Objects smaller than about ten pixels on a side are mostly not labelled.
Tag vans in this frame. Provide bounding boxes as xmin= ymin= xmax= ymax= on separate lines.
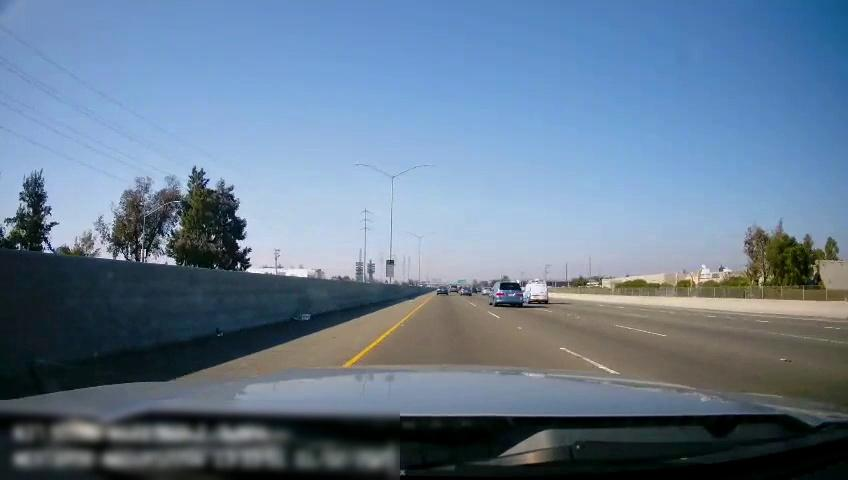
xmin=523 ymin=282 xmax=549 ymax=304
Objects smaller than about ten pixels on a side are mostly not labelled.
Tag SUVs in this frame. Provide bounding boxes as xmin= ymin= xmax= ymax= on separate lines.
xmin=488 ymin=281 xmax=523 ymax=308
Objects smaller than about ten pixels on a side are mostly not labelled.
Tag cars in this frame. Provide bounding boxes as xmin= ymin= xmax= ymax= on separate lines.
xmin=436 ymin=285 xmax=449 ymax=295
xmin=459 ymin=286 xmax=472 ymax=297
